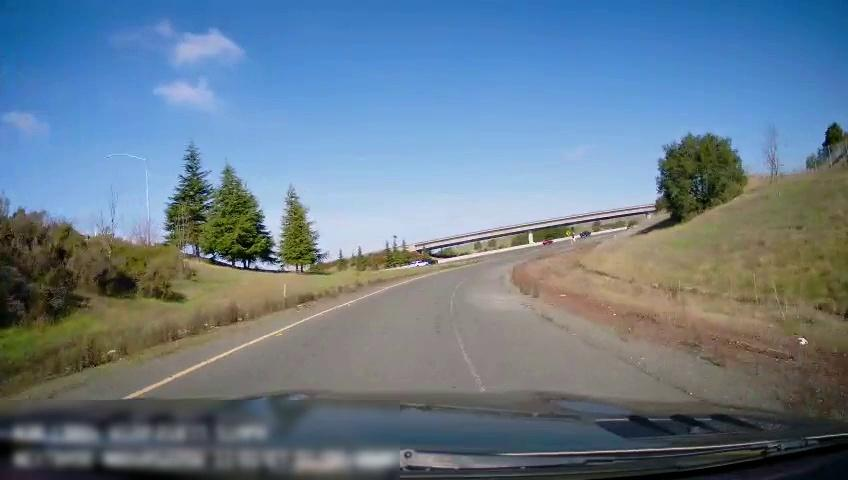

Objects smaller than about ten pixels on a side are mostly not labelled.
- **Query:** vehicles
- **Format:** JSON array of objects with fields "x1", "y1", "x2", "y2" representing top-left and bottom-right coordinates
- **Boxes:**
[
  {"x1": 579, "y1": 231, "x2": 592, "y2": 239},
  {"x1": 409, "y1": 260, "x2": 430, "y2": 268},
  {"x1": 420, "y1": 258, "x2": 439, "y2": 266},
  {"x1": 542, "y1": 238, "x2": 554, "y2": 245}
]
